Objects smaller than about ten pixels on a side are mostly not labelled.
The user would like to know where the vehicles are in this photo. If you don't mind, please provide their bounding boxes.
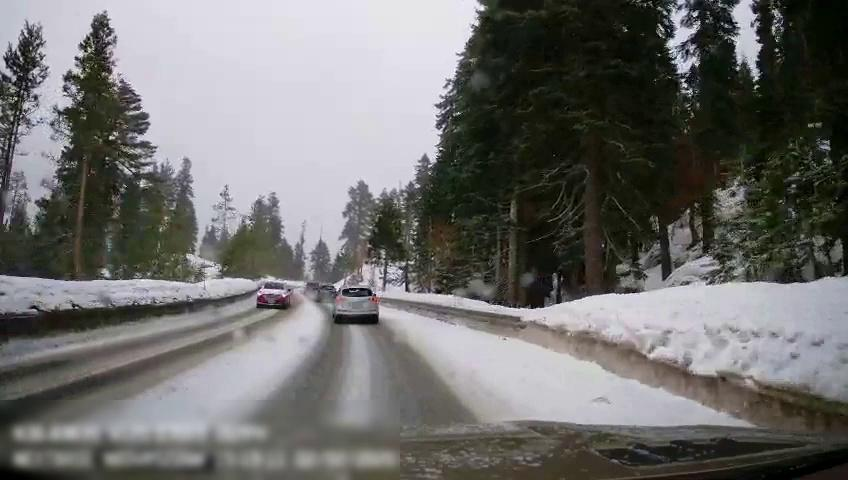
[314,284,337,303]
[256,281,293,309]
[331,286,379,324]
[304,281,320,295]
